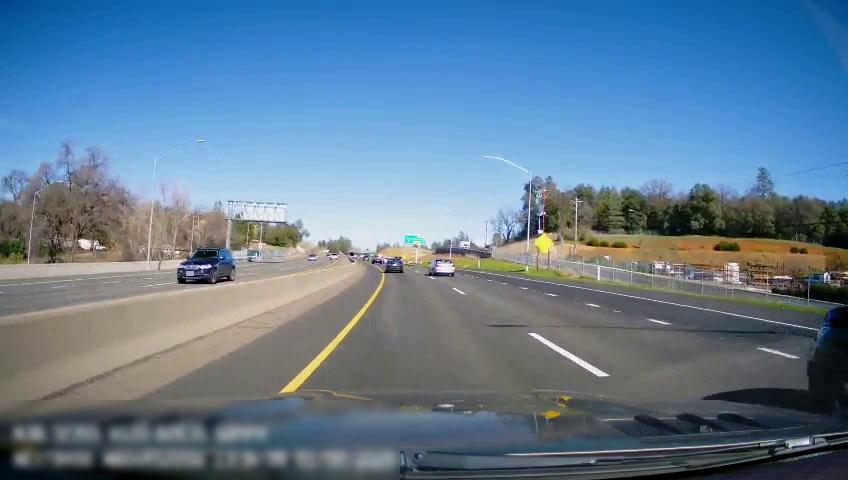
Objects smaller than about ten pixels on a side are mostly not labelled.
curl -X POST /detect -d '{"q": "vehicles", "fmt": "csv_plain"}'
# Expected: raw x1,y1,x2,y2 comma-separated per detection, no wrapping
306,253,317,262
383,256,406,274
805,304,848,418
329,253,339,261
427,258,456,277
458,240,472,251
176,248,237,285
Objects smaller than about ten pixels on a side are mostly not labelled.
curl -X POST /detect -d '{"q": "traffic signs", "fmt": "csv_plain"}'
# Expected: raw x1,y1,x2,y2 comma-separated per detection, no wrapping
535,232,554,256
404,234,425,247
